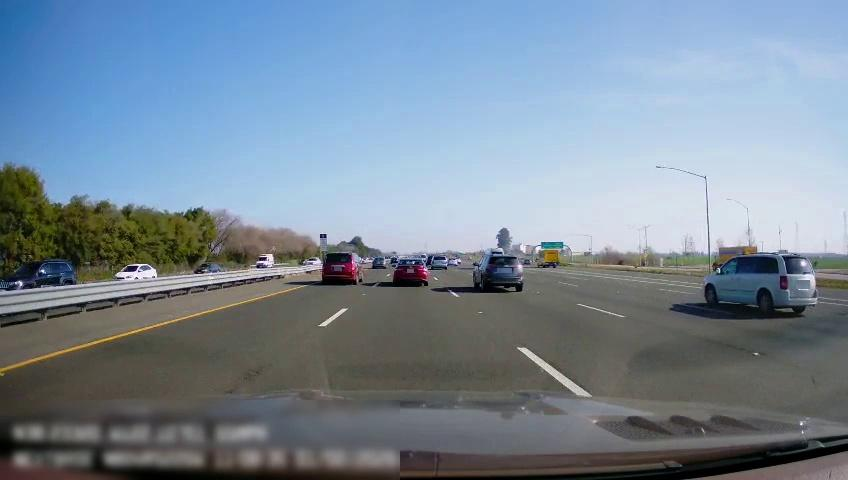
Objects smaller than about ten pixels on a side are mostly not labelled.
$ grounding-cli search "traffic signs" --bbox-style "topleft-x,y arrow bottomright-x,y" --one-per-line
319,233 -> 328,252
541,241 -> 564,250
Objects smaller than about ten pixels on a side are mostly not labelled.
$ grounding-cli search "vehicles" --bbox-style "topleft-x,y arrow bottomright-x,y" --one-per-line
712,244 -> 758,271
113,263 -> 158,282
430,256 -> 448,271
391,258 -> 429,287
255,253 -> 276,268
372,257 -> 388,270
302,256 -> 322,266
703,252 -> 819,314
447,258 -> 458,267
535,249 -> 560,269
0,258 -> 78,292
426,256 -> 433,267
471,252 -> 524,293
486,248 -> 505,257
193,262 -> 225,274
320,251 -> 365,286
